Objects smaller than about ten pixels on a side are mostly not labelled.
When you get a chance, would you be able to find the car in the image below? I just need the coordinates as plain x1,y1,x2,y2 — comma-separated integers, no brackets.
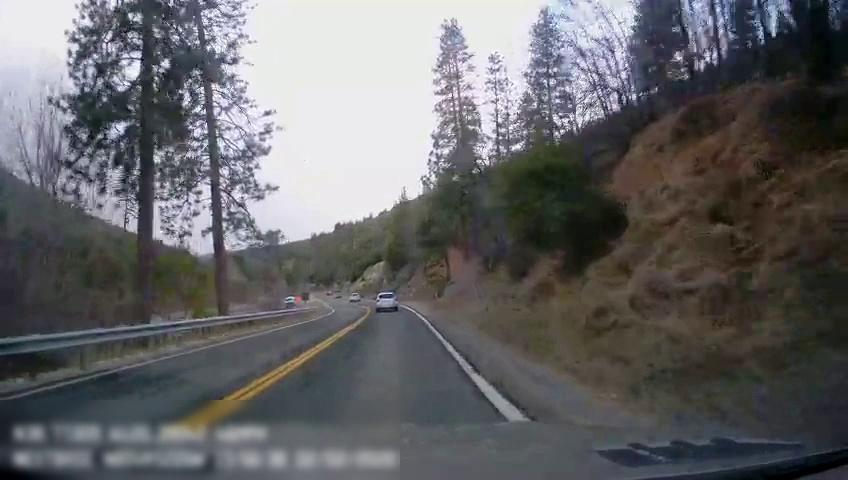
373,292,399,313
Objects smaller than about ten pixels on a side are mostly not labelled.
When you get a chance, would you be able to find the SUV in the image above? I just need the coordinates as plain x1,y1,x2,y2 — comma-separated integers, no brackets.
349,292,361,303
